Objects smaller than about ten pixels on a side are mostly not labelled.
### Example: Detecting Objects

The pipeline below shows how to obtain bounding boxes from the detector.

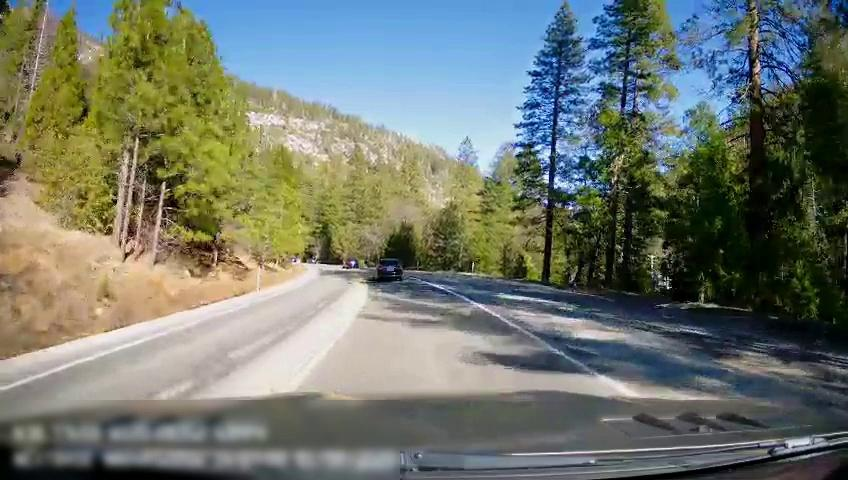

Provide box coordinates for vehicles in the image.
[374,257,404,282]
[341,258,360,269]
